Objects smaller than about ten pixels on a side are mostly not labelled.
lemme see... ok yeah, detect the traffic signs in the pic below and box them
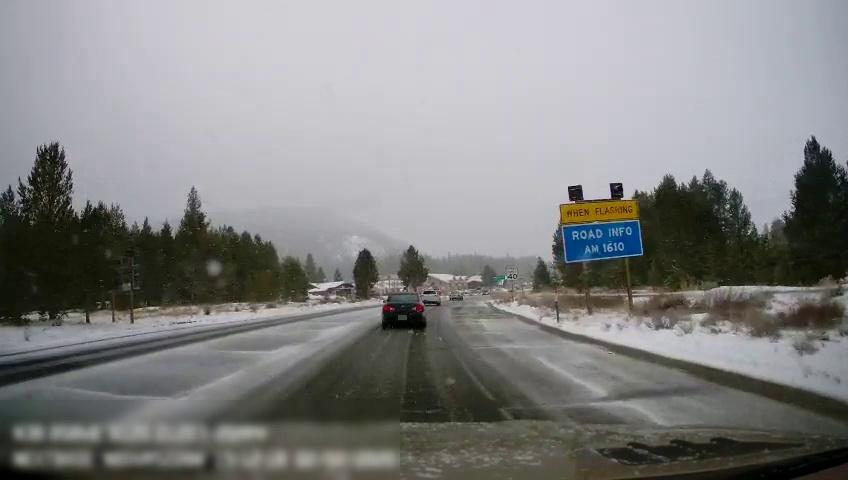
[562,220,644,264]
[560,199,639,224]
[506,267,518,280]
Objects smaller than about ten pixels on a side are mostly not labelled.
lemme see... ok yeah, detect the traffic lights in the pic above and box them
[609,182,624,199]
[568,184,584,201]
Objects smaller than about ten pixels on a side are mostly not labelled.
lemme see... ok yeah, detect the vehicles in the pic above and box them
[420,290,441,306]
[449,291,463,300]
[382,292,428,330]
